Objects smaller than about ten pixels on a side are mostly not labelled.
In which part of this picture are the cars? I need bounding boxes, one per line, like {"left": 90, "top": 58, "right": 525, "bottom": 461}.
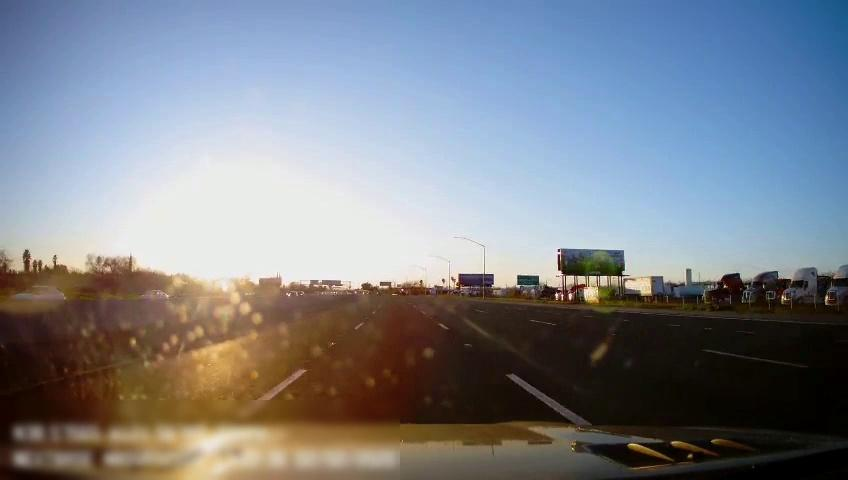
{"left": 9, "top": 286, "right": 64, "bottom": 304}
{"left": 140, "top": 290, "right": 169, "bottom": 301}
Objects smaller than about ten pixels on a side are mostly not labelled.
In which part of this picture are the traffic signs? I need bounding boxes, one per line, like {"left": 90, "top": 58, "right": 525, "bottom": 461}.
{"left": 380, "top": 281, "right": 391, "bottom": 287}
